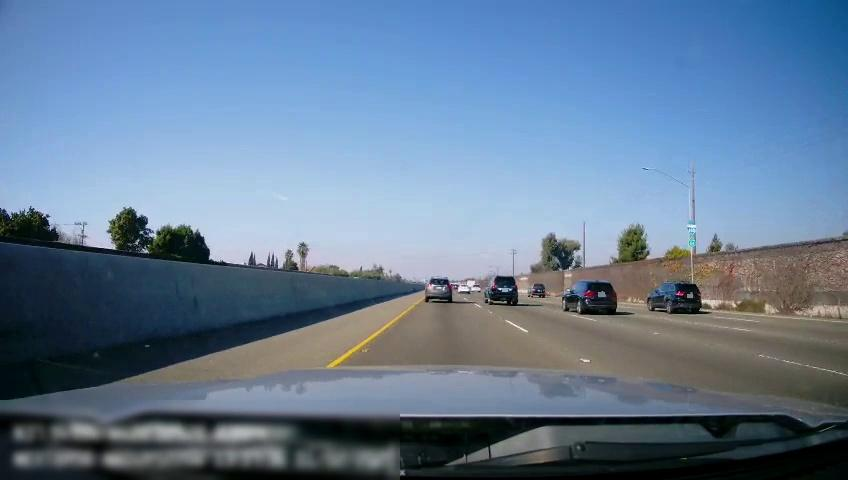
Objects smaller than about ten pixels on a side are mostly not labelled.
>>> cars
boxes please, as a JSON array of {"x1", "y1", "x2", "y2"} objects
[{"x1": 459, "y1": 285, "x2": 471, "y2": 295}]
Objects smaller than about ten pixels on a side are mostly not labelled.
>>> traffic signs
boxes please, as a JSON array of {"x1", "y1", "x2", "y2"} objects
[{"x1": 687, "y1": 219, "x2": 697, "y2": 249}]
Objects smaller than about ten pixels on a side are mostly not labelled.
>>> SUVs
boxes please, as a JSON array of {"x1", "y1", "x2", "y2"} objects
[
  {"x1": 527, "y1": 283, "x2": 546, "y2": 298},
  {"x1": 483, "y1": 276, "x2": 518, "y2": 305},
  {"x1": 424, "y1": 277, "x2": 453, "y2": 303},
  {"x1": 562, "y1": 281, "x2": 619, "y2": 316},
  {"x1": 646, "y1": 282, "x2": 702, "y2": 314}
]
